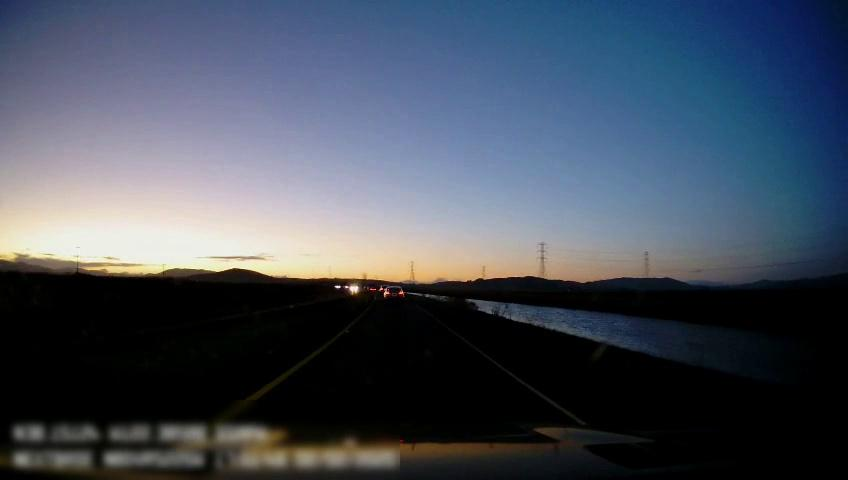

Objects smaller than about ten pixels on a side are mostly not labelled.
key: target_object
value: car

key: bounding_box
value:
[383,286,404,301]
